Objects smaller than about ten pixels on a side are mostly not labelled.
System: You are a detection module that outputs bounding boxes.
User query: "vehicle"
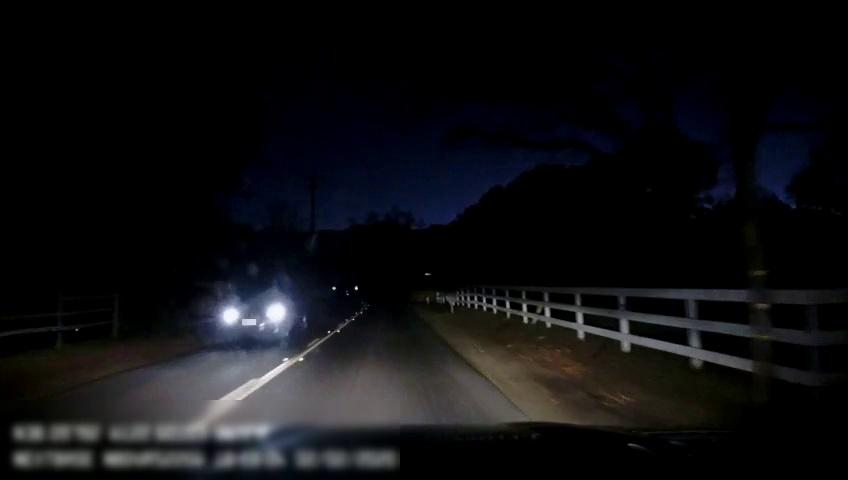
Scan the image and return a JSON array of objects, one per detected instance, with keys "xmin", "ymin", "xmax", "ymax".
[{"xmin": 221, "ymin": 280, "xmax": 308, "ymax": 345}]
